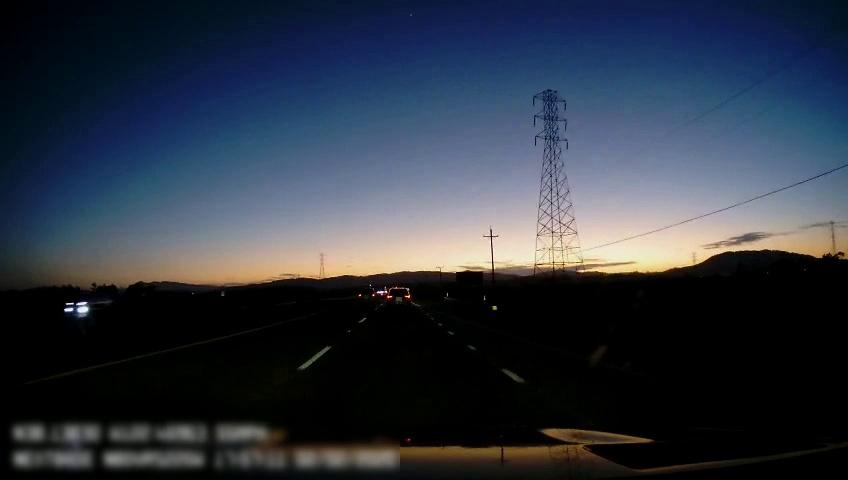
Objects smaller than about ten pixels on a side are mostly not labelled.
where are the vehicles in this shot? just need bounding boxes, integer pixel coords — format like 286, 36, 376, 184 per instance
358, 288, 378, 304
386, 287, 412, 309
62, 292, 115, 320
